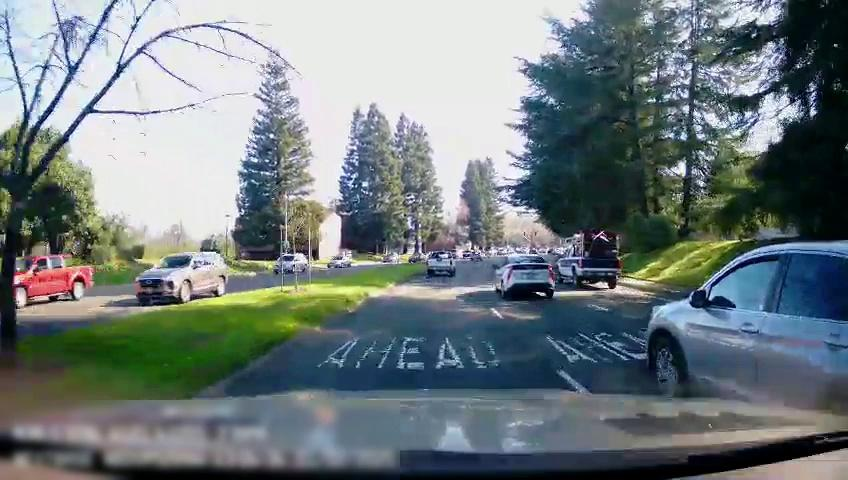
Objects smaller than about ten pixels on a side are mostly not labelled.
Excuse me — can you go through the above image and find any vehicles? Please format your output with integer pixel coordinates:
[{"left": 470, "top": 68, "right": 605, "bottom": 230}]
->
[
  {"left": 383, "top": 251, "right": 401, "bottom": 264},
  {"left": 271, "top": 252, "right": 309, "bottom": 275},
  {"left": 554, "top": 229, "right": 624, "bottom": 289},
  {"left": 645, "top": 238, "right": 848, "bottom": 413},
  {"left": 134, "top": 251, "right": 229, "bottom": 306},
  {"left": 426, "top": 249, "right": 458, "bottom": 276},
  {"left": 461, "top": 248, "right": 472, "bottom": 258},
  {"left": 327, "top": 255, "right": 352, "bottom": 269},
  {"left": 14, "top": 253, "right": 95, "bottom": 310},
  {"left": 493, "top": 253, "right": 556, "bottom": 298}
]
